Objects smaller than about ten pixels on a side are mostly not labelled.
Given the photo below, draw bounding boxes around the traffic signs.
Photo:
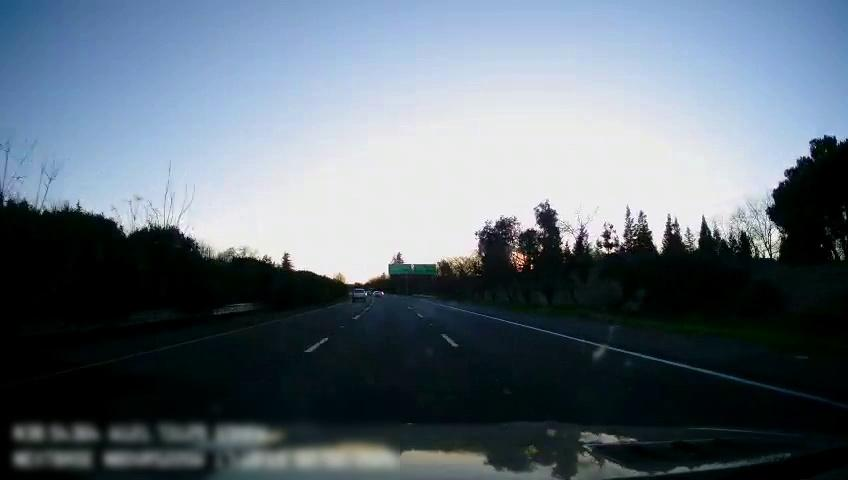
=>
[388,262,413,277]
[413,264,438,276]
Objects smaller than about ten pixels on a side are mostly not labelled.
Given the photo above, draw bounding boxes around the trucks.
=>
[352,288,367,303]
